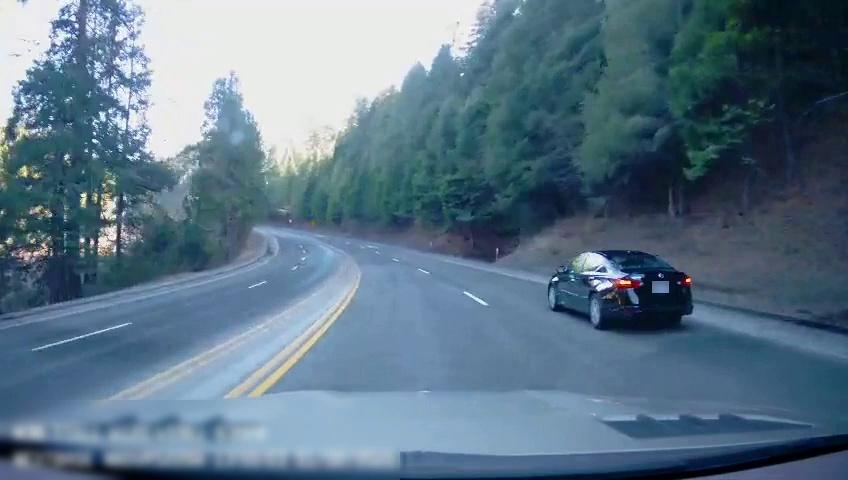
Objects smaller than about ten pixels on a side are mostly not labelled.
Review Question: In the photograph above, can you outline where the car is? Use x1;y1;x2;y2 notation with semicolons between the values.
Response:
548;249;694;330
